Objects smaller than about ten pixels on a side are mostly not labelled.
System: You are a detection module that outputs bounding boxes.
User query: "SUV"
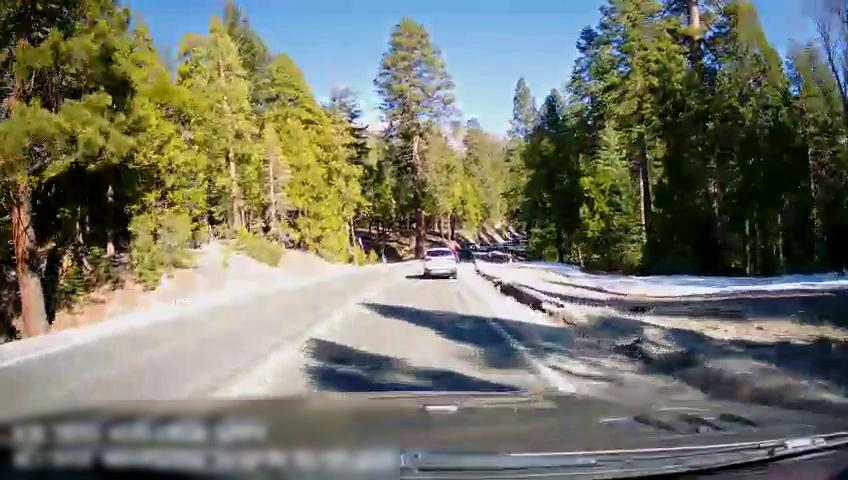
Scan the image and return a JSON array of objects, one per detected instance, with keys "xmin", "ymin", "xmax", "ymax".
[{"xmin": 422, "ymin": 248, "xmax": 457, "ymax": 280}]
